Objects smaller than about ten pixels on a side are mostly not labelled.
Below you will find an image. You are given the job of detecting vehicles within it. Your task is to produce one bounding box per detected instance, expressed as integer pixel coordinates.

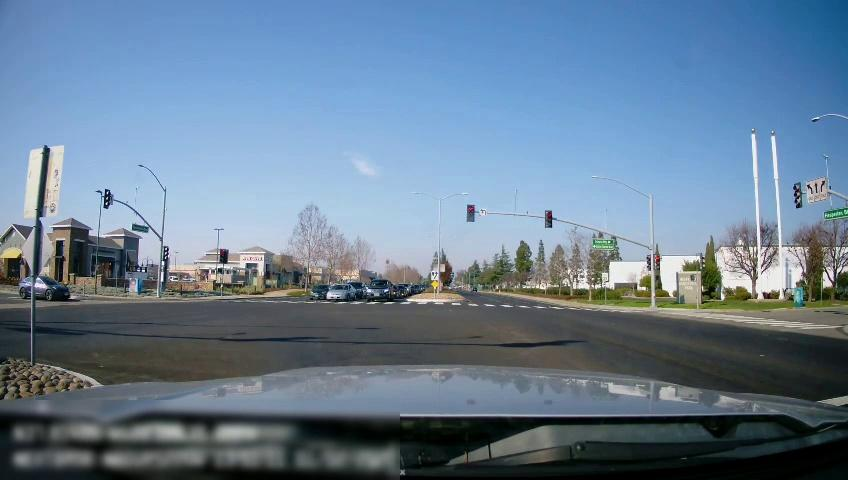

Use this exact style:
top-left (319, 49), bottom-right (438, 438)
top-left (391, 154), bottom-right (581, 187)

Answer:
top-left (329, 283), bottom-right (359, 300)
top-left (18, 275), bottom-right (70, 301)
top-left (367, 280), bottom-right (391, 300)
top-left (312, 284), bottom-right (332, 300)
top-left (352, 282), bottom-right (367, 299)
top-left (393, 283), bottom-right (406, 301)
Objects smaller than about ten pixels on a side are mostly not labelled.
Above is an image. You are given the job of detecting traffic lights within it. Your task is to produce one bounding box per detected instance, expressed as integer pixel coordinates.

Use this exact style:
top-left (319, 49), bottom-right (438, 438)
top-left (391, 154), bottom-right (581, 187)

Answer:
top-left (224, 250), bottom-right (229, 264)
top-left (466, 204), bottom-right (475, 223)
top-left (646, 254), bottom-right (652, 271)
top-left (163, 247), bottom-right (170, 262)
top-left (792, 182), bottom-right (803, 209)
top-left (103, 189), bottom-right (112, 209)
top-left (544, 209), bottom-right (553, 228)
top-left (219, 249), bottom-right (224, 263)
top-left (653, 253), bottom-right (660, 270)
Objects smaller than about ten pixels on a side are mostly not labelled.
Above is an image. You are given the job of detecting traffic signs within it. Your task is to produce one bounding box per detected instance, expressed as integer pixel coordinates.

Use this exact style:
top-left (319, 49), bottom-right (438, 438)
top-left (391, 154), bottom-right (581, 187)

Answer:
top-left (431, 270), bottom-right (440, 281)
top-left (592, 238), bottom-right (614, 250)
top-left (823, 206), bottom-right (848, 221)
top-left (807, 177), bottom-right (826, 202)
